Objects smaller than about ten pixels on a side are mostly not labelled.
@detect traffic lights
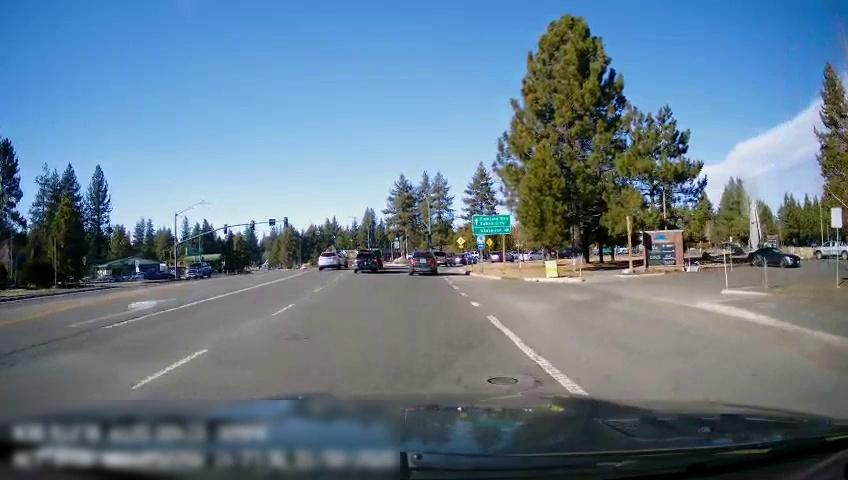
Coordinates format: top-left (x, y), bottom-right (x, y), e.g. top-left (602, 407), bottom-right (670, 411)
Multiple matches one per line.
top-left (223, 224), bottom-right (228, 234)
top-left (284, 217), bottom-right (288, 229)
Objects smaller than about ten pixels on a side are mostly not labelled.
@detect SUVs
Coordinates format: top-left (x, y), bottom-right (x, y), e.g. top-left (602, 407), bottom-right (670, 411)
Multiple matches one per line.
top-left (318, 251), bottom-right (347, 270)
top-left (187, 263), bottom-right (211, 281)
top-left (353, 248), bottom-right (384, 273)
top-left (409, 253), bottom-right (438, 276)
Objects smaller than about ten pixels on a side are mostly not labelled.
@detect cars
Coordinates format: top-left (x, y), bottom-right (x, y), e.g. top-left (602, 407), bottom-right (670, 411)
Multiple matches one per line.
top-left (746, 246), bottom-right (800, 270)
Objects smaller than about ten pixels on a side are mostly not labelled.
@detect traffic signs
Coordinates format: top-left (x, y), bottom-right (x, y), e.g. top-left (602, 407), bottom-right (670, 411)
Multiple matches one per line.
top-left (471, 213), bottom-right (512, 235)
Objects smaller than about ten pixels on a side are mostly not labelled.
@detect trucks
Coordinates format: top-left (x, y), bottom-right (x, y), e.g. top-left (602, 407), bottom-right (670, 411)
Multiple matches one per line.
top-left (813, 239), bottom-right (848, 262)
